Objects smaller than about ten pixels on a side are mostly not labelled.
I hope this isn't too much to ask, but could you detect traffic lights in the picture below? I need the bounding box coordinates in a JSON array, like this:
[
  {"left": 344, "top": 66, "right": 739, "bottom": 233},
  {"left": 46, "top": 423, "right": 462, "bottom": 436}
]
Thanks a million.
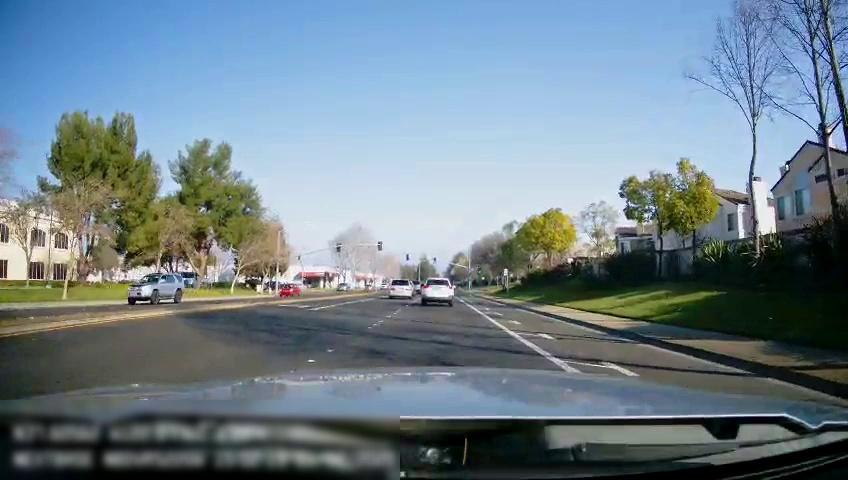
[
  {"left": 336, "top": 243, "right": 342, "bottom": 254},
  {"left": 377, "top": 240, "right": 383, "bottom": 251}
]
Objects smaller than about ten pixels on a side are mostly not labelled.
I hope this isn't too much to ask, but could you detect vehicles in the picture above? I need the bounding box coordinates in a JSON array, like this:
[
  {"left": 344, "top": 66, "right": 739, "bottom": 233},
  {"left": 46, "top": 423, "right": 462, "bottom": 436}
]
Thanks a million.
[
  {"left": 278, "top": 283, "right": 301, "bottom": 298},
  {"left": 409, "top": 280, "right": 416, "bottom": 296},
  {"left": 419, "top": 277, "right": 454, "bottom": 308},
  {"left": 335, "top": 282, "right": 351, "bottom": 292},
  {"left": 127, "top": 270, "right": 185, "bottom": 306},
  {"left": 414, "top": 280, "right": 423, "bottom": 292},
  {"left": 386, "top": 278, "right": 413, "bottom": 300}
]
